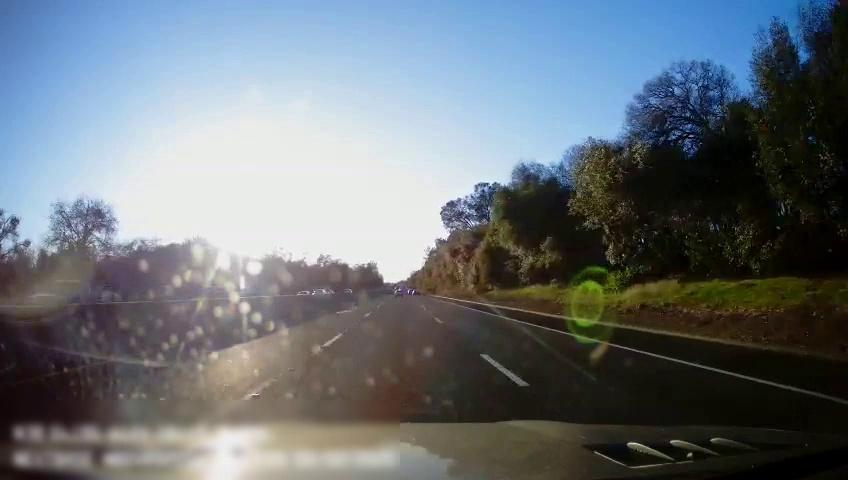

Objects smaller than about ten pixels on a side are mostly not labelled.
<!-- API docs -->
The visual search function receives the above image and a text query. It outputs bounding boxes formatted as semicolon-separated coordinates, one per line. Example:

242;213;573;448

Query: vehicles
312;289;331;295
26;280;87;304
296;291;311;296
395;289;404;297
